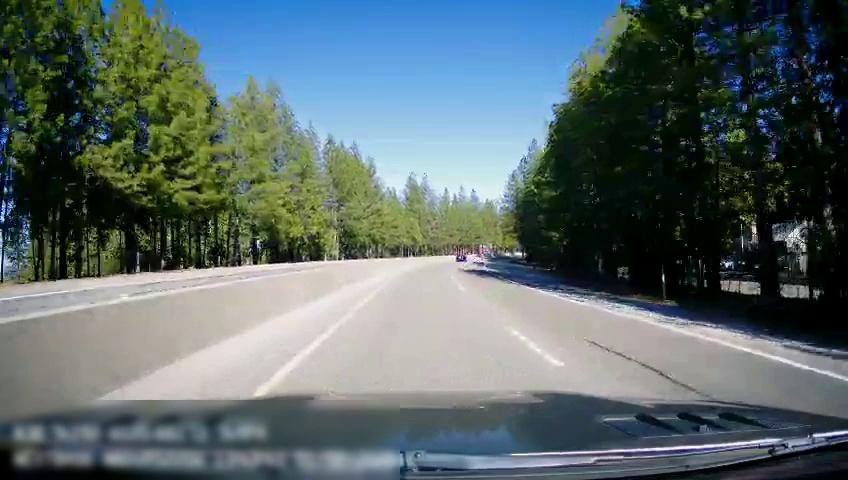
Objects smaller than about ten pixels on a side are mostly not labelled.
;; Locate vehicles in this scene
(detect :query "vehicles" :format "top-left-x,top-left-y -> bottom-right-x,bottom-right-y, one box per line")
474,255 -> 488,266
455,253 -> 468,263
